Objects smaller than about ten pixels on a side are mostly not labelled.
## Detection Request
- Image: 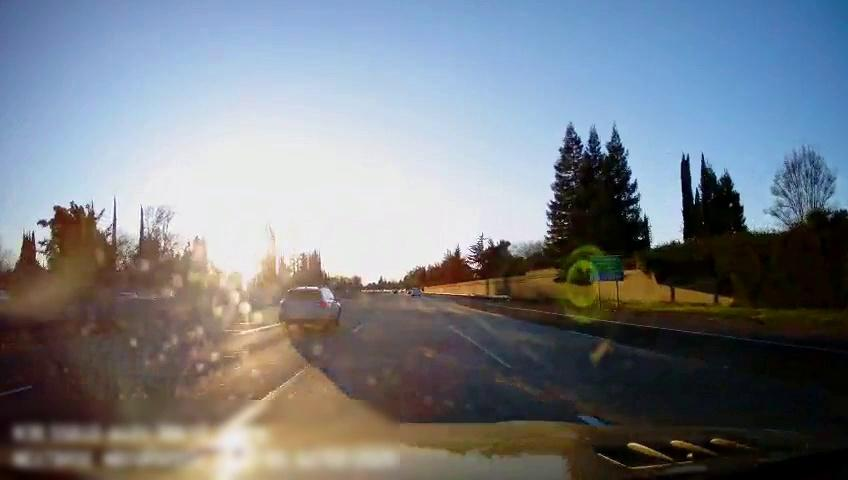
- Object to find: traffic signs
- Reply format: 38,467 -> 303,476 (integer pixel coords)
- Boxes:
590,254 -> 624,282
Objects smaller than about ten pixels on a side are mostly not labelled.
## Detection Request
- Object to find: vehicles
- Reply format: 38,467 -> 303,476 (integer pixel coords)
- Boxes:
110,292 -> 139,299
410,287 -> 422,297
278,286 -> 343,335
